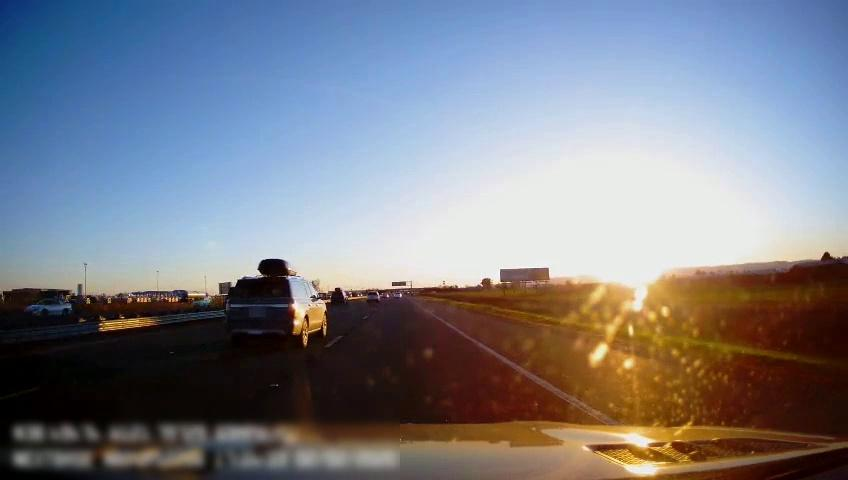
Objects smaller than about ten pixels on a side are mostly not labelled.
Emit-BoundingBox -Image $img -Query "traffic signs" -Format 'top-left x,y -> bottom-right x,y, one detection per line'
392,281 -> 406,286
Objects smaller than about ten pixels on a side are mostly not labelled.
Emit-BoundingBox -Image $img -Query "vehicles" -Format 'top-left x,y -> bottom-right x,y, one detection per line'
366,291 -> 380,303
192,297 -> 211,308
223,286 -> 234,318
330,287 -> 349,306
227,258 -> 329,351
24,297 -> 73,318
